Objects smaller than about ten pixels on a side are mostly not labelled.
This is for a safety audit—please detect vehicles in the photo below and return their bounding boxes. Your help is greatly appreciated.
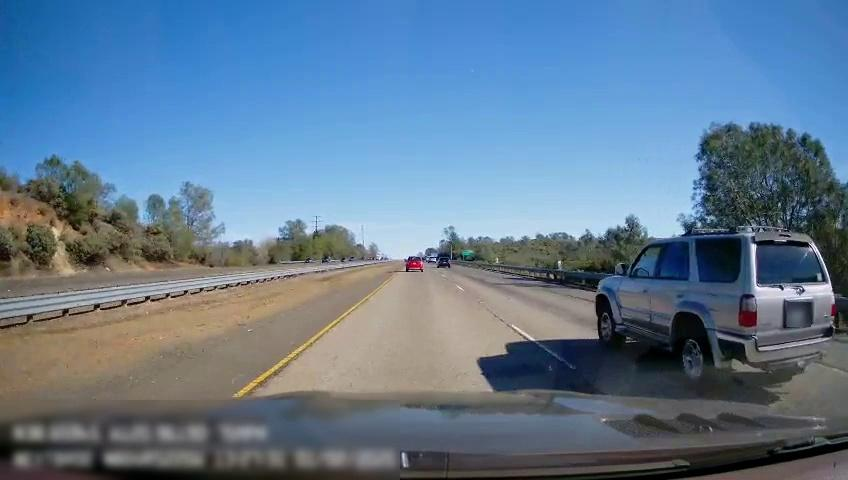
[321,255,333,264]
[437,256,451,269]
[593,232,839,393]
[425,256,437,264]
[404,256,425,274]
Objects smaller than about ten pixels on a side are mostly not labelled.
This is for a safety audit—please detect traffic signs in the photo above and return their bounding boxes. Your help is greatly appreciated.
[462,249,475,258]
